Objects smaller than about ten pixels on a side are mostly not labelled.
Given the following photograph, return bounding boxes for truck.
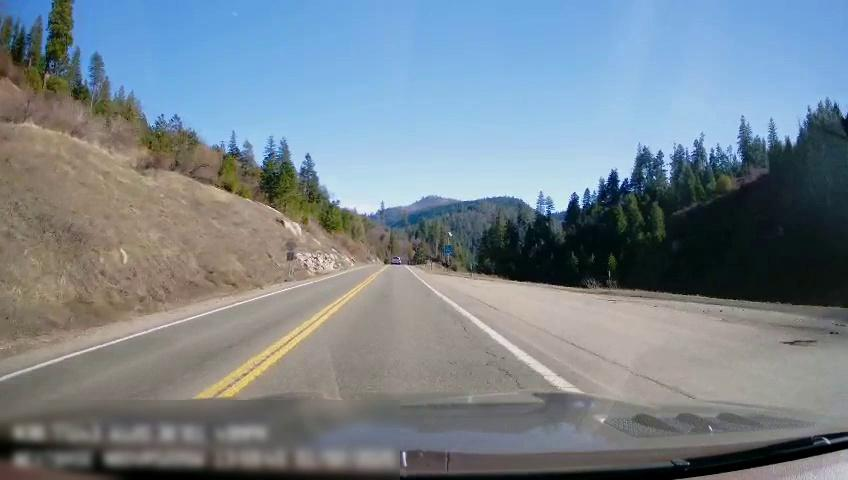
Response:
[391,257,401,265]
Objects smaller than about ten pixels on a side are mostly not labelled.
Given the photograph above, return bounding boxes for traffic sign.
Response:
[442,245,454,257]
